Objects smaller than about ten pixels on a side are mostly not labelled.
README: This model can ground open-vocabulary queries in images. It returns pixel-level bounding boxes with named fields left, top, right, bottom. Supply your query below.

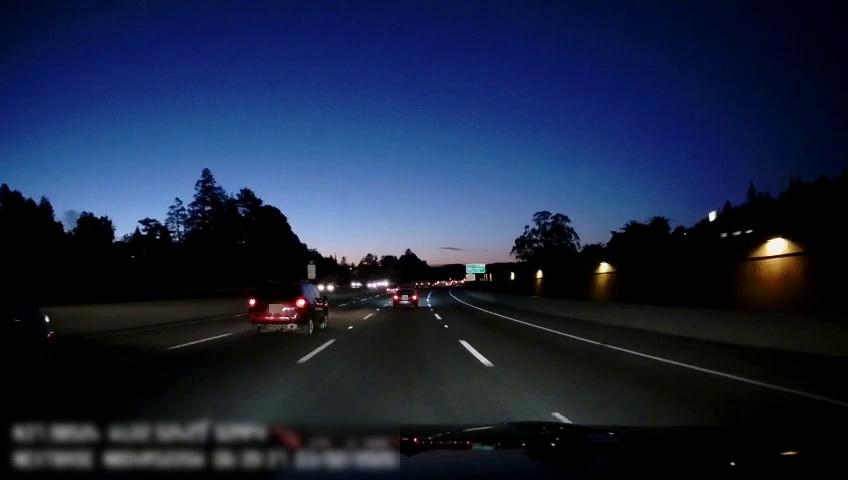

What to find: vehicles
left=386, top=284, right=402, bottom=296
left=393, top=288, right=418, bottom=309
left=350, top=280, right=363, bottom=288
left=0, top=300, right=57, bottom=382
left=366, top=281, right=379, bottom=289
left=248, top=279, right=329, bottom=338
left=319, top=282, right=339, bottom=292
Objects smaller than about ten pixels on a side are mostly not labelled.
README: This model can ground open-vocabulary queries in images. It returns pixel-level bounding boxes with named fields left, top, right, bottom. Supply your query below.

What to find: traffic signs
left=307, top=259, right=316, bottom=279
left=465, top=264, right=486, bottom=274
